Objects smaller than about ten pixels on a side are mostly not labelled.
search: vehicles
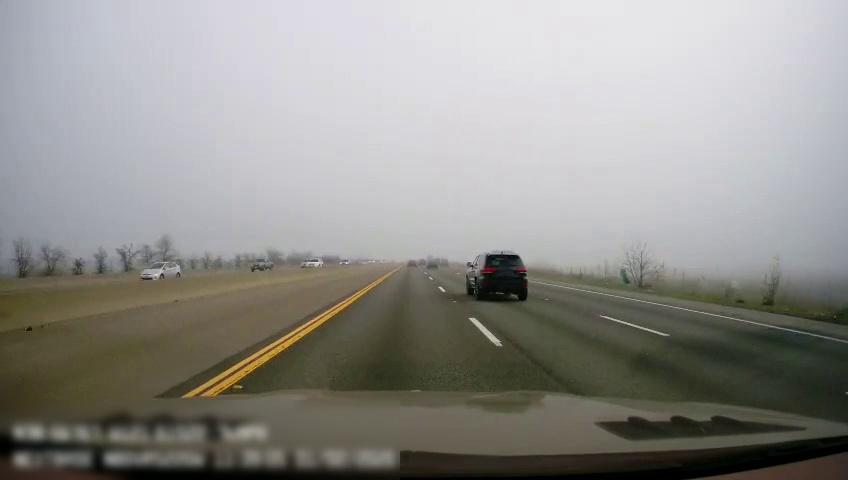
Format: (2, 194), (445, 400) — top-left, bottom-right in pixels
(407, 259), (417, 267)
(425, 259), (438, 270)
(465, 252), (530, 302)
(300, 258), (313, 269)
(305, 257), (325, 270)
(250, 257), (274, 272)
(139, 260), (182, 281)
(338, 259), (353, 266)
